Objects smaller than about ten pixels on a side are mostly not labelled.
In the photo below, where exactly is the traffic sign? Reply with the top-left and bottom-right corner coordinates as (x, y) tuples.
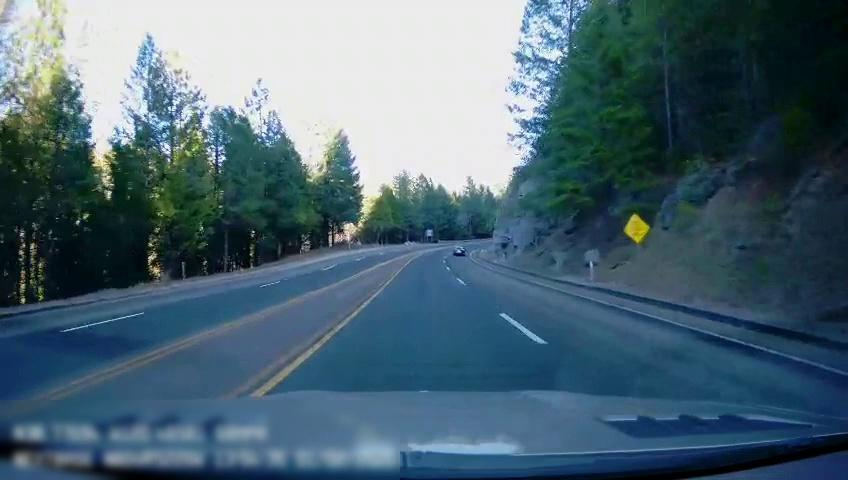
(623, 212), (652, 244)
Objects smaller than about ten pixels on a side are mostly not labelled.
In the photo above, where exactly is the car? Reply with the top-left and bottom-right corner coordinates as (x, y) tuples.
(454, 246), (466, 256)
